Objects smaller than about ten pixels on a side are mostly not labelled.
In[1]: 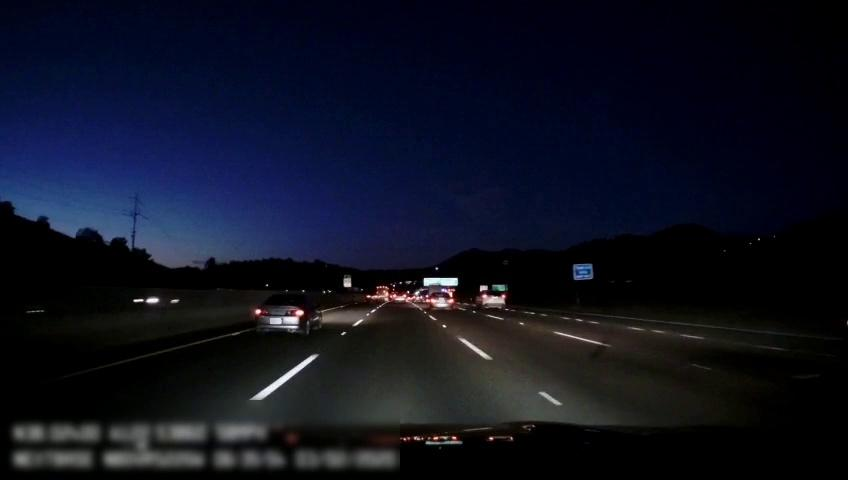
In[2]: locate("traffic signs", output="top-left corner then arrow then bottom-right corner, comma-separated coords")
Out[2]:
492,284 -> 508,292
572,264 -> 594,282
423,277 -> 459,287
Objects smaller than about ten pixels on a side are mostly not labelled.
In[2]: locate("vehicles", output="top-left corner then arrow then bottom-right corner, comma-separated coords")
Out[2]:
370,294 -> 385,305
428,292 -> 452,310
394,291 -> 408,303
375,286 -> 389,302
253,293 -> 326,340
476,290 -> 508,310
130,291 -> 183,311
